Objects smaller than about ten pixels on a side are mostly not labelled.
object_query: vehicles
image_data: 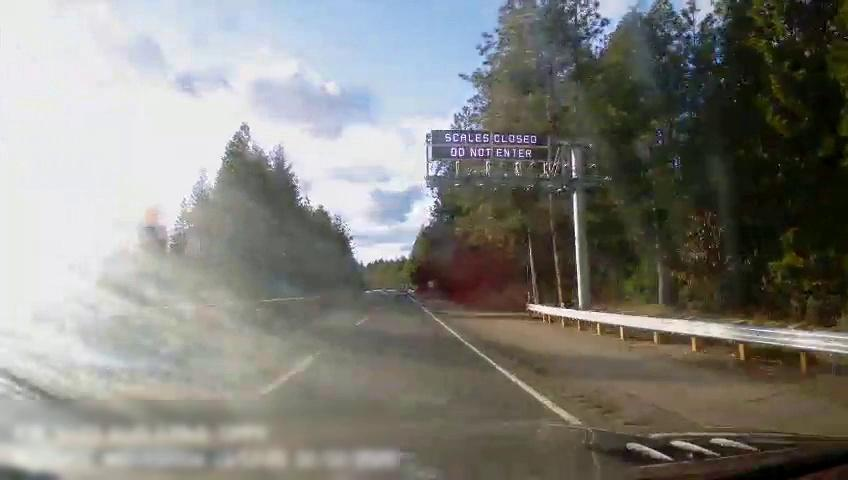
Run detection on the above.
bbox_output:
[378,287,390,297]
[395,285,407,298]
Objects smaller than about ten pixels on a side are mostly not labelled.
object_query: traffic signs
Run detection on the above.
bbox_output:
[432,131,550,163]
